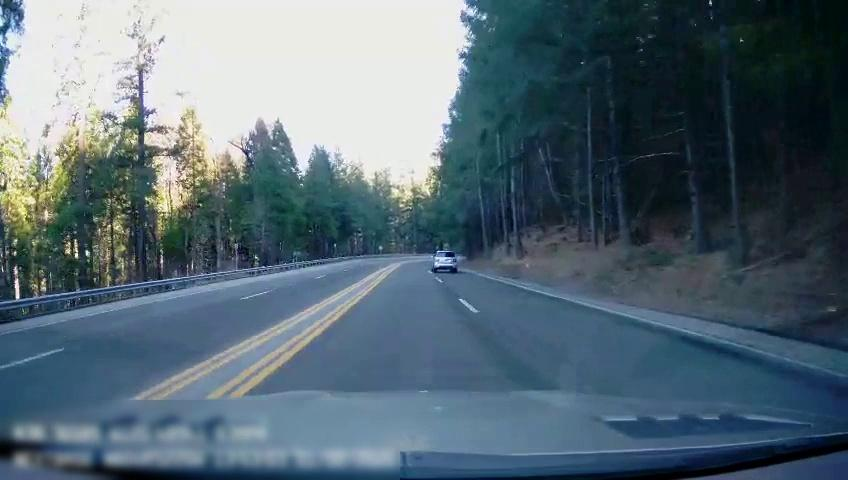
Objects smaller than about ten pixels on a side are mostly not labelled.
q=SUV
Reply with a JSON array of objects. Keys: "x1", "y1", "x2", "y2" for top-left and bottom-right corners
[{"x1": 430, "y1": 250, "x2": 458, "y2": 274}]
